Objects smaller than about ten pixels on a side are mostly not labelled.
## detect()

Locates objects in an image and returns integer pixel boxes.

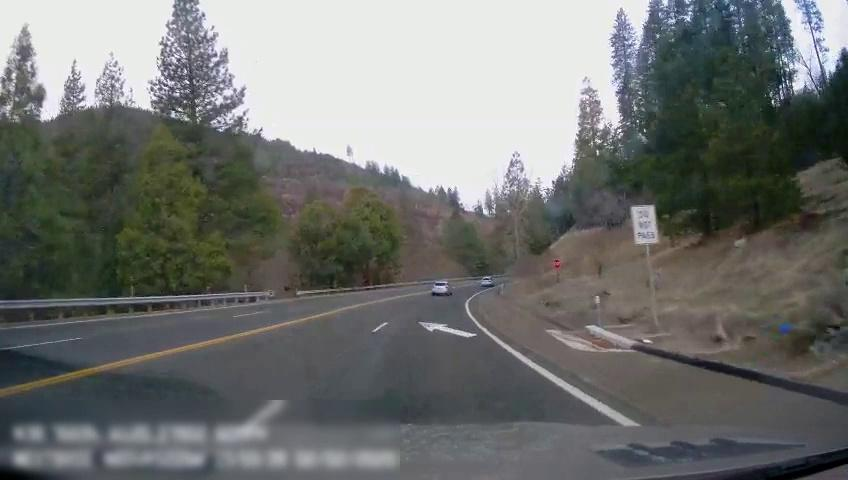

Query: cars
[480,276,495,287]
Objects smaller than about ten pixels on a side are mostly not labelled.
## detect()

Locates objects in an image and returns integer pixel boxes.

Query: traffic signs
[630,205,660,245]
[553,258,561,269]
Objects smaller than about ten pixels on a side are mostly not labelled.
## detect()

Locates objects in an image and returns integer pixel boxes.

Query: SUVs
[431,281,452,296]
